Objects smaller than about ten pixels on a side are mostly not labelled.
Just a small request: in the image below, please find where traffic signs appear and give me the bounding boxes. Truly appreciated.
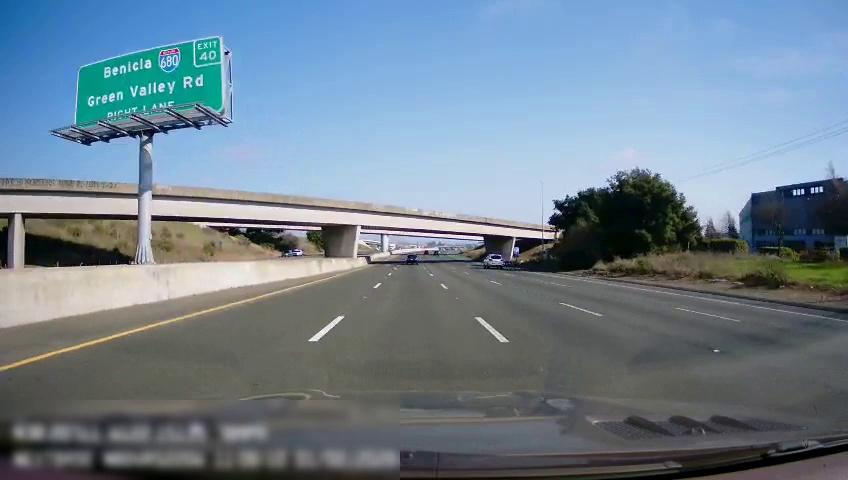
[73,35,225,129]
[512,247,519,258]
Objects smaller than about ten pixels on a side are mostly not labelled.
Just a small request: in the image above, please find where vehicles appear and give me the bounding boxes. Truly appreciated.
[406,255,418,265]
[281,249,294,257]
[291,249,304,257]
[483,254,504,269]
